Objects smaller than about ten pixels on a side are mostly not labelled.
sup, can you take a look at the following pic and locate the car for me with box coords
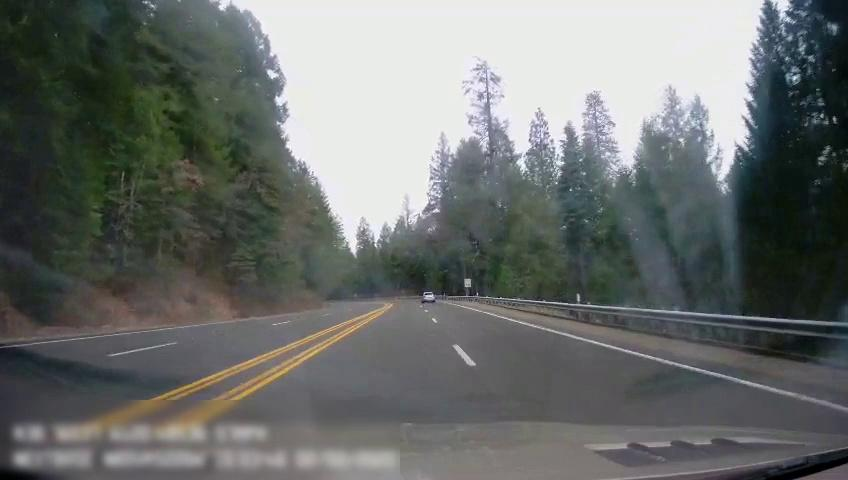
[421,291,436,304]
